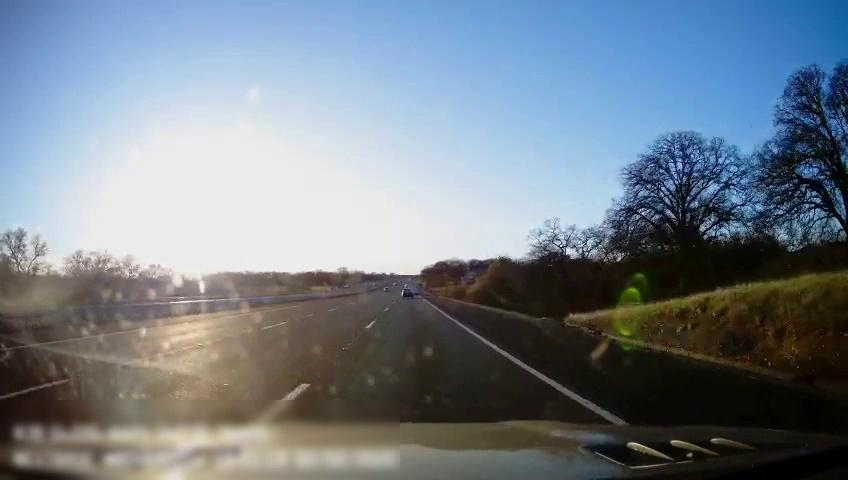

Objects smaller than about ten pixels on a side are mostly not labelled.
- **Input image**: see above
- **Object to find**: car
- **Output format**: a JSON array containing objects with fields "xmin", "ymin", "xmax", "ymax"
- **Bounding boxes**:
[{"xmin": 400, "ymin": 287, "xmax": 415, "ymax": 299}]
